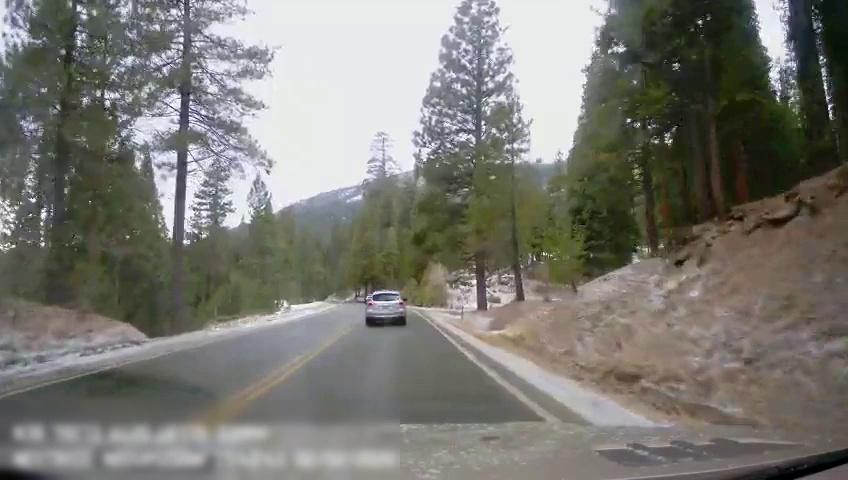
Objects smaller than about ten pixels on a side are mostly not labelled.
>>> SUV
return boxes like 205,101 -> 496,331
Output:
365,291 -> 407,327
